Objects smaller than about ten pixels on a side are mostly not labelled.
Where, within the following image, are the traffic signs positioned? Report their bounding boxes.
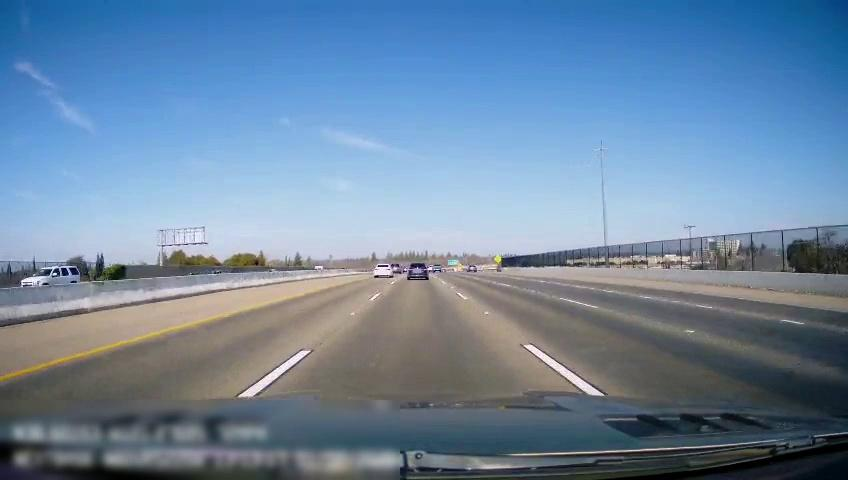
[447,260,459,266]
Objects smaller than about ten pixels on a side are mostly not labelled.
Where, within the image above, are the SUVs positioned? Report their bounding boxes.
[20,265,81,288]
[390,263,402,275]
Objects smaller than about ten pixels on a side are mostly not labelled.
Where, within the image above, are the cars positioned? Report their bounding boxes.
[373,263,394,279]
[466,264,478,273]
[406,262,429,281]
